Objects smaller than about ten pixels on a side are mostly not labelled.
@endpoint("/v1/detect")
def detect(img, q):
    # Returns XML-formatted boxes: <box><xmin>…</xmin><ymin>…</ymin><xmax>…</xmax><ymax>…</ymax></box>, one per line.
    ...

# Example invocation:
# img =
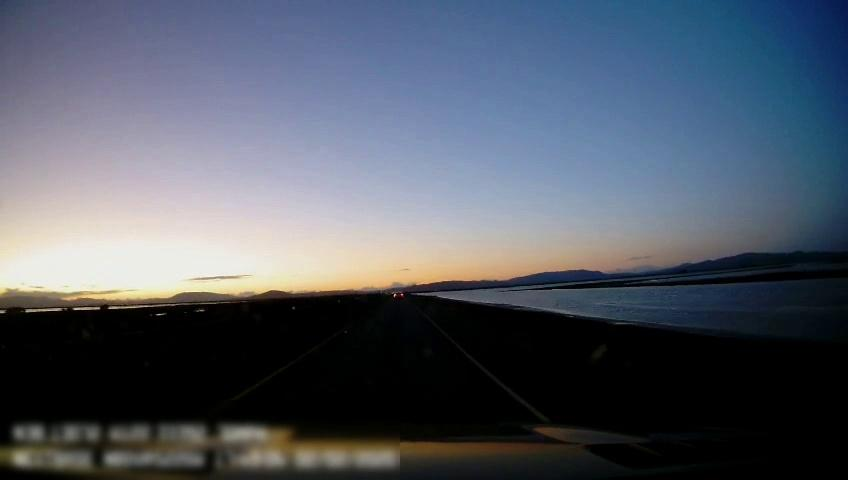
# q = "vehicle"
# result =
<box><xmin>392</xmin><ymin>290</ymin><xmax>404</xmax><ymax>299</ymax></box>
